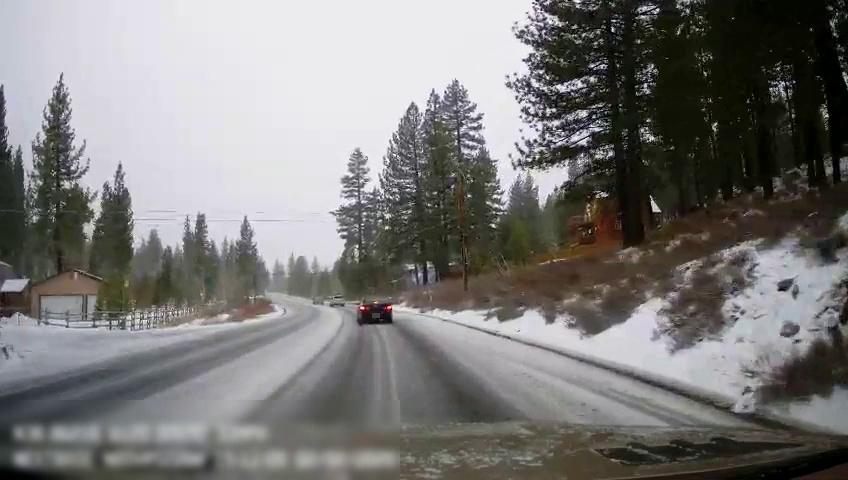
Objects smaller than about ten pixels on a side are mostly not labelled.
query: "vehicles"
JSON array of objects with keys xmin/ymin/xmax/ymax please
[
  {"xmin": 313, "ymin": 297, "xmax": 324, "ymax": 304},
  {"xmin": 356, "ymin": 296, "xmax": 392, "ymax": 323},
  {"xmin": 330, "ymin": 295, "xmax": 344, "ymax": 306}
]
